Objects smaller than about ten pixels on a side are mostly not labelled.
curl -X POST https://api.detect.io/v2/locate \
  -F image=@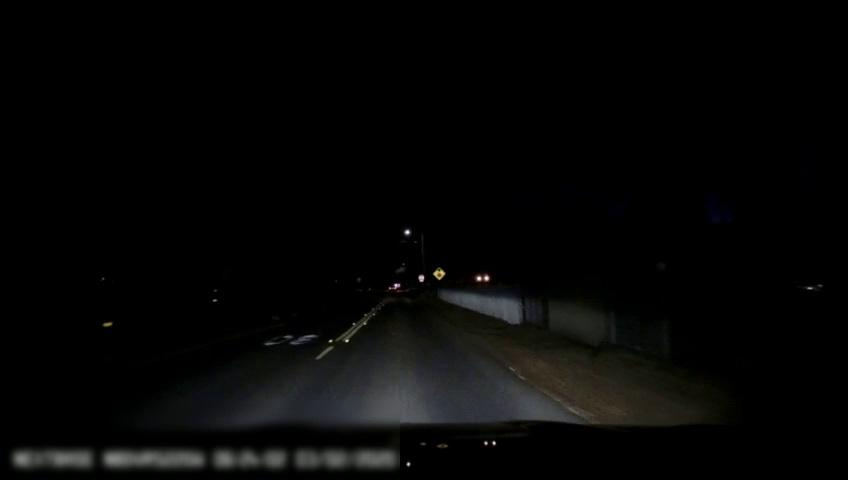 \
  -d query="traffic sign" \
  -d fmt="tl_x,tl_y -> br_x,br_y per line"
432,267 -> 447,281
